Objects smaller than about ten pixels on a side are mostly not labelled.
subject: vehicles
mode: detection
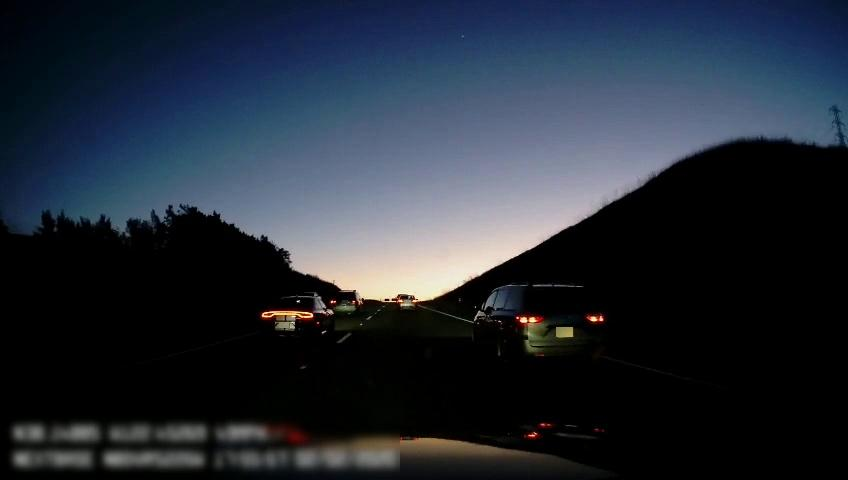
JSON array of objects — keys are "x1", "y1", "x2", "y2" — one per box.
[
  {"x1": 302, "y1": 291, "x2": 323, "y2": 303},
  {"x1": 398, "y1": 295, "x2": 418, "y2": 312},
  {"x1": 259, "y1": 294, "x2": 336, "y2": 343},
  {"x1": 328, "y1": 289, "x2": 364, "y2": 318},
  {"x1": 471, "y1": 283, "x2": 610, "y2": 365}
]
